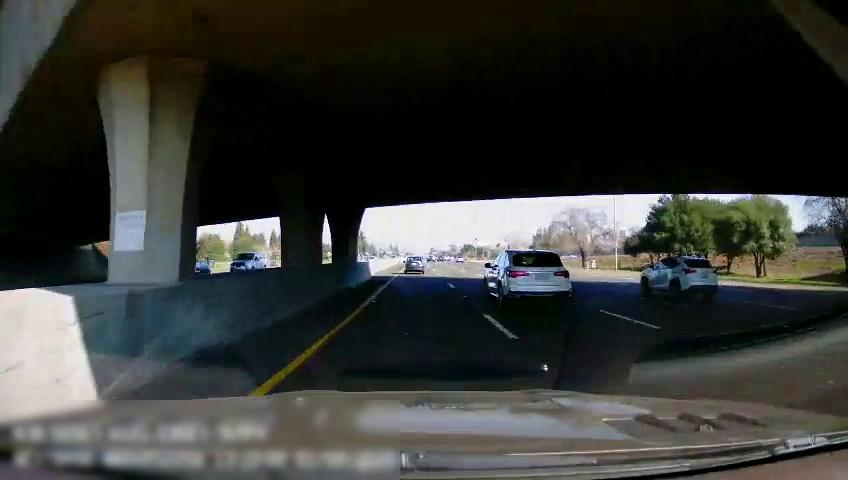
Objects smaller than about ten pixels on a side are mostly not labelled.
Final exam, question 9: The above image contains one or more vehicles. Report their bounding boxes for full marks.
[229,251,267,273]
[402,255,426,276]
[639,255,719,301]
[481,249,573,310]
[193,262,212,275]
